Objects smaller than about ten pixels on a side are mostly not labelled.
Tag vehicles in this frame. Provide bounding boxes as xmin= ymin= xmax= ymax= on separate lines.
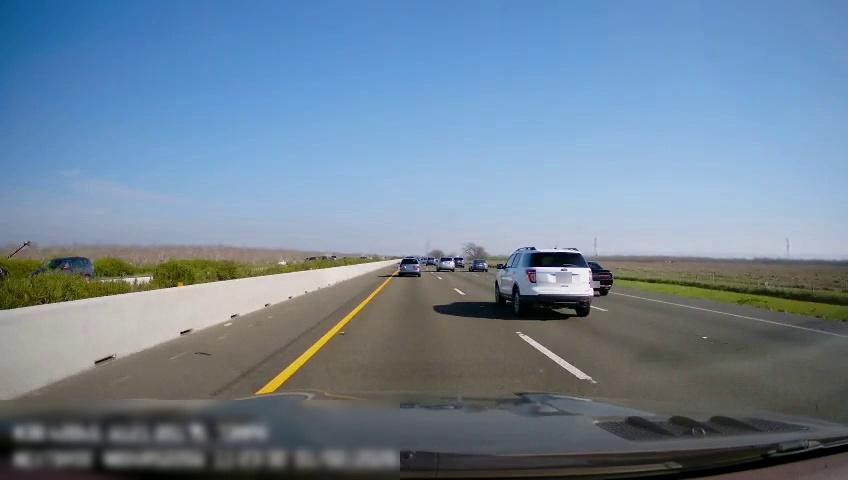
xmin=398 ymin=257 xmax=423 ymax=277
xmin=47 ymin=257 xmax=95 ymax=281
xmin=468 ymin=259 xmax=489 ymax=273
xmin=493 ymin=246 xmax=594 ymax=318
xmin=453 ymin=256 xmax=465 ymax=268
xmin=425 ymin=257 xmax=437 ymax=267
xmin=436 ymin=256 xmax=456 ymax=273
xmin=588 ymin=261 xmax=614 ymax=296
